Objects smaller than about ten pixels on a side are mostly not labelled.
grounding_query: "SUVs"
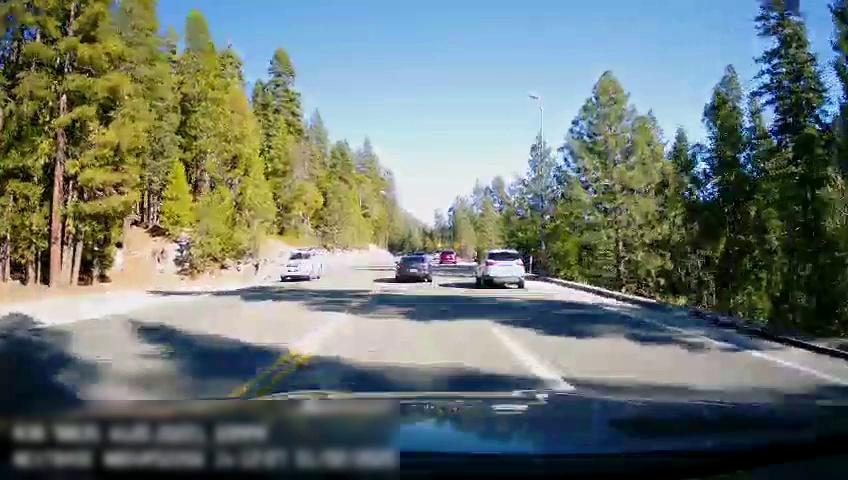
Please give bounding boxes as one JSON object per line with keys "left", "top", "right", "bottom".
{"left": 279, "top": 251, "right": 322, "bottom": 282}
{"left": 439, "top": 250, "right": 457, "bottom": 264}
{"left": 473, "top": 247, "right": 526, "bottom": 290}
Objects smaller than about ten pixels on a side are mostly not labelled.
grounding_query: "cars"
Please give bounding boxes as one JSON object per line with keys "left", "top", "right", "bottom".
{"left": 396, "top": 255, "right": 432, "bottom": 283}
